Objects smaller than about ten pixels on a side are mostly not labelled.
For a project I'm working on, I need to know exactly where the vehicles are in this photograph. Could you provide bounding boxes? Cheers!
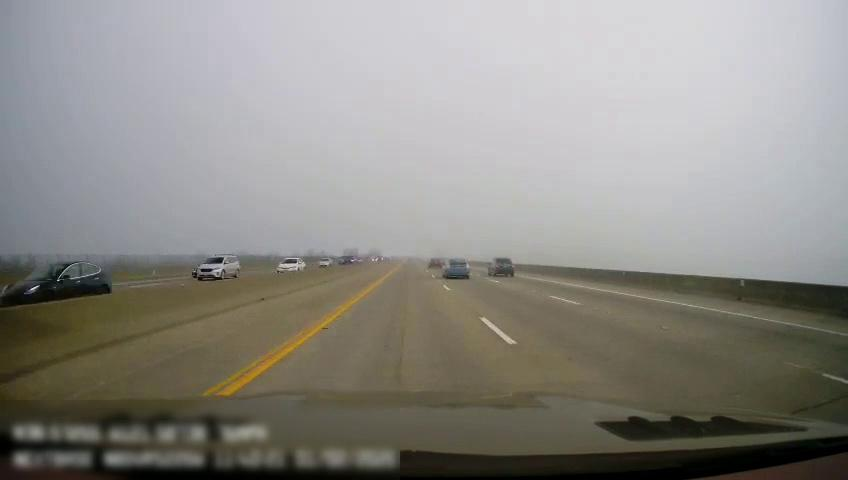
[0,259,114,309]
[441,257,471,280]
[190,267,202,279]
[487,257,515,277]
[341,255,356,265]
[275,257,307,274]
[196,255,242,282]
[317,257,334,268]
[428,258,443,269]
